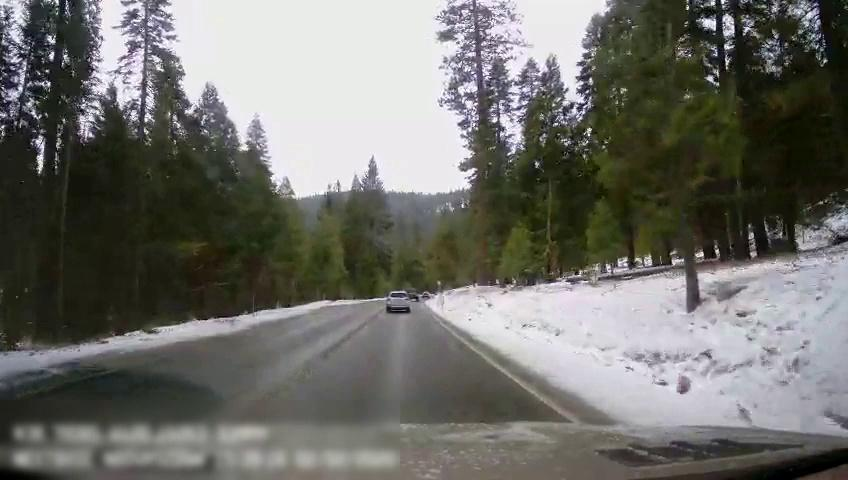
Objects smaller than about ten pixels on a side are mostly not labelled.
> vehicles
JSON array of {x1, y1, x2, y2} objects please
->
[
  {"x1": 386, "y1": 291, "x2": 411, "y2": 313},
  {"x1": 404, "y1": 288, "x2": 419, "y2": 301}
]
